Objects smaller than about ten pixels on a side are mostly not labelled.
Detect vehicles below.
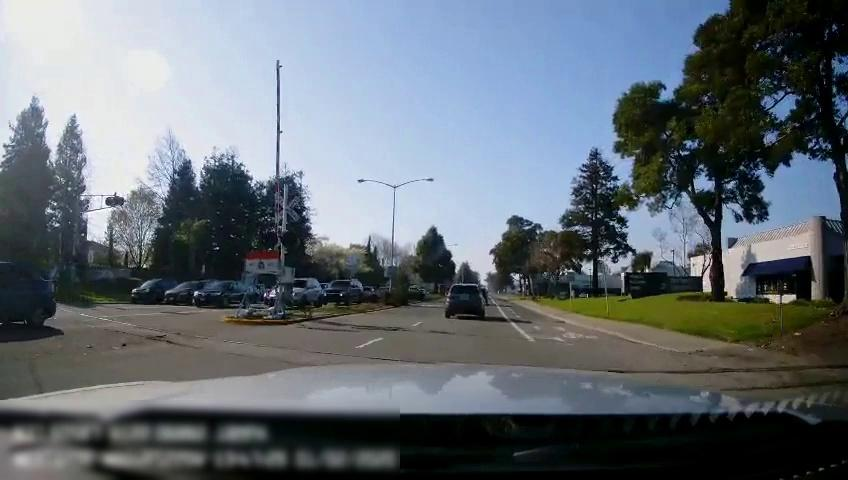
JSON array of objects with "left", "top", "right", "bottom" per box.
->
[
  {"left": 248, "top": 284, "right": 271, "bottom": 303},
  {"left": 192, "top": 280, "right": 257, "bottom": 310},
  {"left": 263, "top": 288, "right": 275, "bottom": 305},
  {"left": 444, "top": 283, "right": 486, "bottom": 320},
  {"left": 323, "top": 279, "right": 365, "bottom": 307},
  {"left": 164, "top": 280, "right": 216, "bottom": 306},
  {"left": 131, "top": 277, "right": 178, "bottom": 305},
  {"left": 0, "top": 261, "right": 57, "bottom": 334},
  {"left": 481, "top": 288, "right": 489, "bottom": 305},
  {"left": 268, "top": 278, "right": 324, "bottom": 309}
]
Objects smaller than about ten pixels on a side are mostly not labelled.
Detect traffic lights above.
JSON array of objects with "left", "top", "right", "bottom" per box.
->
[
  {"left": 267, "top": 231, "right": 295, "bottom": 247},
  {"left": 106, "top": 198, "right": 125, "bottom": 206}
]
